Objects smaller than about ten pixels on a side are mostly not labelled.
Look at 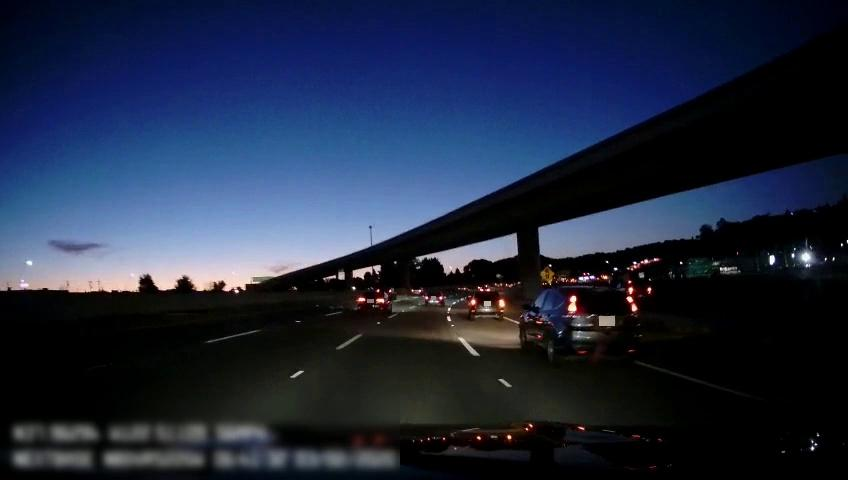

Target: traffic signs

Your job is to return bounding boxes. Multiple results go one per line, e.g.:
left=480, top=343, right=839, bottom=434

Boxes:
left=688, top=258, right=722, bottom=278
left=539, top=265, right=557, bottom=283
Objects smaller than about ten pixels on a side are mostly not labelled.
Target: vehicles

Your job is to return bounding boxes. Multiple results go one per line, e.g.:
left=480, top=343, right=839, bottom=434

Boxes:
left=518, top=285, right=643, bottom=369
left=469, top=289, right=505, bottom=321
left=411, top=285, right=425, bottom=296
left=356, top=290, right=393, bottom=318
left=614, top=277, right=653, bottom=301
left=424, top=290, right=446, bottom=306
left=389, top=286, right=398, bottom=300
